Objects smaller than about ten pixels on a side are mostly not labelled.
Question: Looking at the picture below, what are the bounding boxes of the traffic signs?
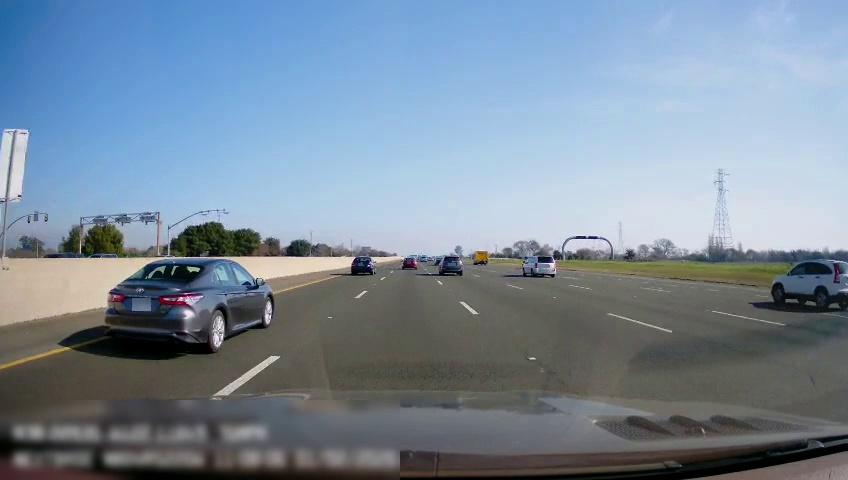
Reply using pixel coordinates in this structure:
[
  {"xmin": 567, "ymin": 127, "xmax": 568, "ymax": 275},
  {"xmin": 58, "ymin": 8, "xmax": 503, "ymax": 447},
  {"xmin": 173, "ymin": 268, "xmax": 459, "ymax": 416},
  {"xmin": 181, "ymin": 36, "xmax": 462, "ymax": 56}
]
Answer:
[{"xmin": 0, "ymin": 128, "xmax": 30, "ymax": 204}]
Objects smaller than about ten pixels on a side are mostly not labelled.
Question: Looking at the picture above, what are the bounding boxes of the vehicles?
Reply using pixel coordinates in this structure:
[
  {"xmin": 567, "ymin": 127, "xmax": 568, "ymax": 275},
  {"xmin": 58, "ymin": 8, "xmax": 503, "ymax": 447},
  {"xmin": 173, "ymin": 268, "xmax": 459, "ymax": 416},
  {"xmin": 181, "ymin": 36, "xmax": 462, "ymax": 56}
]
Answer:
[
  {"xmin": 438, "ymin": 256, "xmax": 464, "ymax": 276},
  {"xmin": 350, "ymin": 256, "xmax": 377, "ymax": 276},
  {"xmin": 102, "ymin": 256, "xmax": 276, "ymax": 355},
  {"xmin": 43, "ymin": 253, "xmax": 88, "ymax": 259},
  {"xmin": 401, "ymin": 257, "xmax": 418, "ymax": 271},
  {"xmin": 521, "ymin": 255, "xmax": 557, "ymax": 278},
  {"xmin": 87, "ymin": 252, "xmax": 119, "ymax": 259},
  {"xmin": 471, "ymin": 250, "xmax": 489, "ymax": 266},
  {"xmin": 768, "ymin": 258, "xmax": 848, "ymax": 312}
]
